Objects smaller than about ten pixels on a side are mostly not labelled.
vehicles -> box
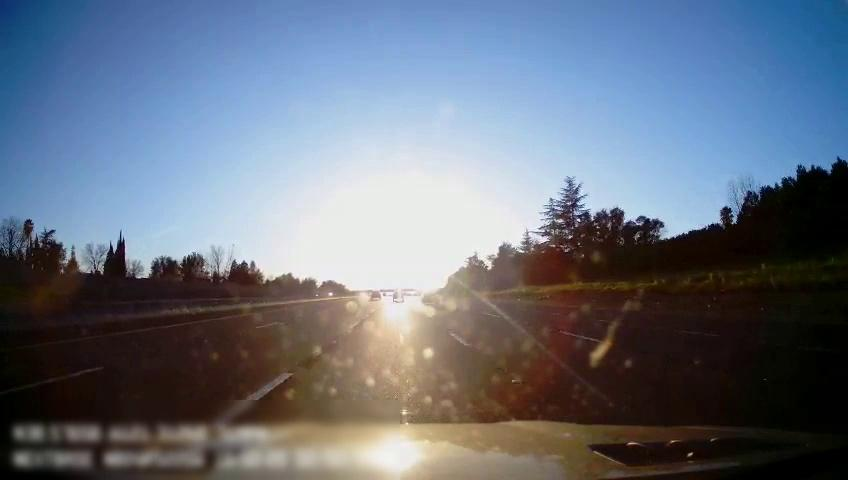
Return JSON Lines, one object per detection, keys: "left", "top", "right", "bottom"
{"left": 392, "top": 289, "right": 405, "bottom": 302}
{"left": 420, "top": 290, "right": 440, "bottom": 304}
{"left": 370, "top": 291, "right": 382, "bottom": 301}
